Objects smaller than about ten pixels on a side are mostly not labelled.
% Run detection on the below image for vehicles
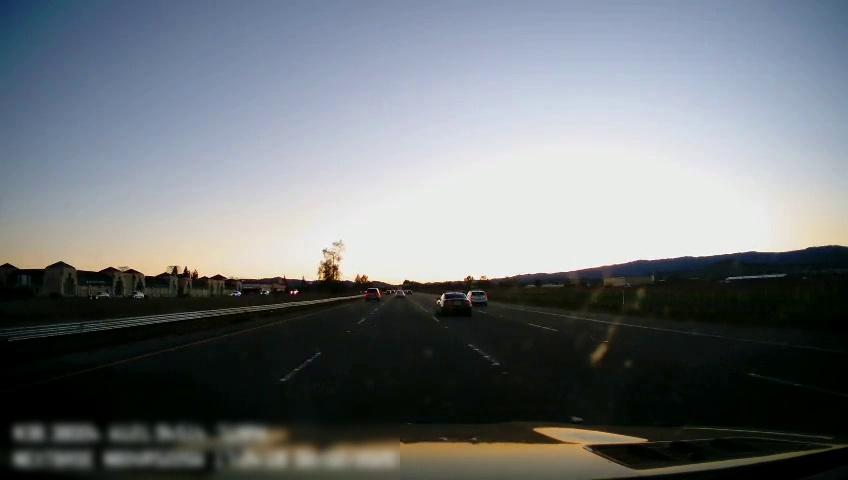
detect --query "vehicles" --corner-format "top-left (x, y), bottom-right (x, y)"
top-left (466, 290), bottom-right (488, 307)
top-left (364, 288), bottom-right (381, 302)
top-left (128, 291), bottom-right (145, 300)
top-left (90, 291), bottom-right (112, 301)
top-left (260, 290), bottom-right (270, 296)
top-left (230, 290), bottom-right (242, 297)
top-left (434, 292), bottom-right (472, 319)
top-left (290, 288), bottom-right (299, 296)
top-left (394, 290), bottom-right (406, 300)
